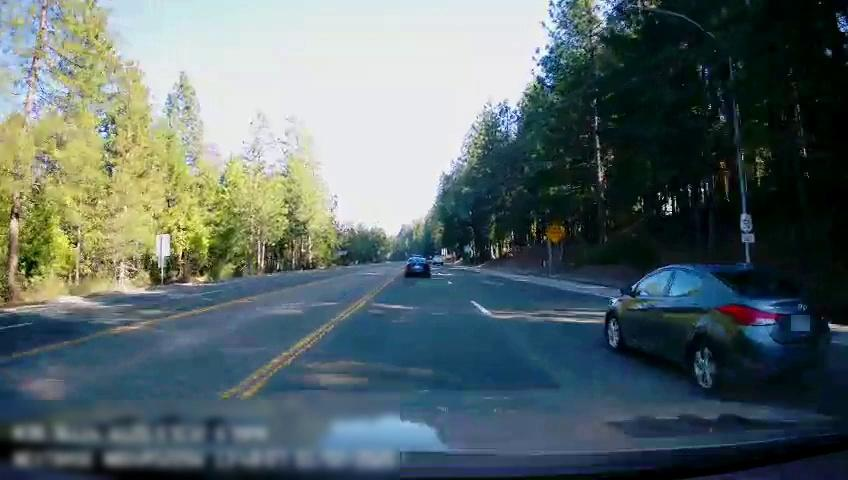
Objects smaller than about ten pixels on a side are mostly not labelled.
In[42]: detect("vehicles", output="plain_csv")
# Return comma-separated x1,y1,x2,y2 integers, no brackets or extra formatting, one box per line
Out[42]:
601,262,834,395
431,256,444,265
404,256,432,279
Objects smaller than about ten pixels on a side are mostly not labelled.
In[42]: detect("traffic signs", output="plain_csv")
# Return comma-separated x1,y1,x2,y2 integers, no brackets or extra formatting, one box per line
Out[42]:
740,212,753,232
741,232,756,244
545,223,565,243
